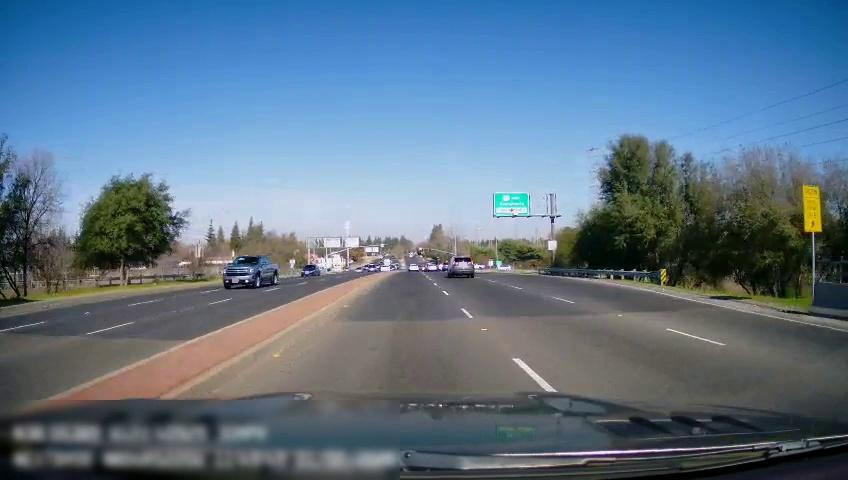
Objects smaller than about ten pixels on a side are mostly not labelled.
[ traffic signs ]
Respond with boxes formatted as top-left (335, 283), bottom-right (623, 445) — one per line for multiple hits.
top-left (493, 192), bottom-right (530, 215)
top-left (803, 184), bottom-right (822, 231)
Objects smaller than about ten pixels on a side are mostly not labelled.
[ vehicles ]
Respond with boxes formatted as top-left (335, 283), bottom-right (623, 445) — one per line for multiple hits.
top-left (447, 255), bottom-right (475, 278)
top-left (442, 262), bottom-right (448, 272)
top-left (223, 256), bottom-right (280, 290)
top-left (300, 264), bottom-right (321, 278)
top-left (408, 263), bottom-right (419, 272)
top-left (427, 263), bottom-right (437, 272)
